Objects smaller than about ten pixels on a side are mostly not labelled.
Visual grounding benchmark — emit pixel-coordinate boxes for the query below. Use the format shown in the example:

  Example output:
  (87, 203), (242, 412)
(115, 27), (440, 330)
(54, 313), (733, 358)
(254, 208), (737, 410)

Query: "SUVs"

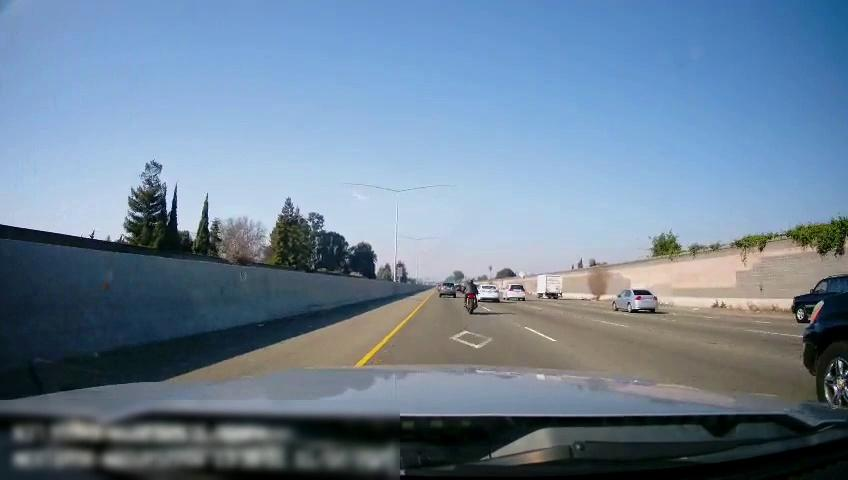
(802, 290), (848, 411)
(438, 282), (457, 299)
(791, 274), (848, 324)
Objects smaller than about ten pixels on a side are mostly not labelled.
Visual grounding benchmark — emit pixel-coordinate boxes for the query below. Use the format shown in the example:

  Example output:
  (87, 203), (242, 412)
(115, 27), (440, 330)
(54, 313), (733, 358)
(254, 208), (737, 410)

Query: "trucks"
(536, 274), (563, 299)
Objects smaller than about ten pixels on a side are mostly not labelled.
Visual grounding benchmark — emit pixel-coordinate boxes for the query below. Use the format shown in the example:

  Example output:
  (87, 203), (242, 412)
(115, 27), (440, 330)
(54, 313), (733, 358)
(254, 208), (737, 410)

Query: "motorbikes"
(461, 279), (479, 315)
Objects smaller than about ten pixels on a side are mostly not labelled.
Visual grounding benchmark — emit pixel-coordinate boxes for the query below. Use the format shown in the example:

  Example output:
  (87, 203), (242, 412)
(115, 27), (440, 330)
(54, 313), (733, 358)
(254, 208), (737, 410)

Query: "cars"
(611, 288), (658, 314)
(475, 284), (500, 303)
(501, 283), (526, 301)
